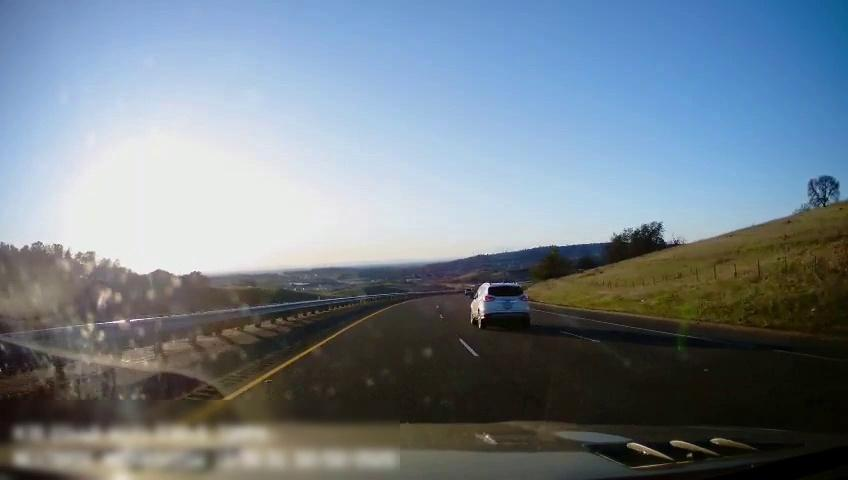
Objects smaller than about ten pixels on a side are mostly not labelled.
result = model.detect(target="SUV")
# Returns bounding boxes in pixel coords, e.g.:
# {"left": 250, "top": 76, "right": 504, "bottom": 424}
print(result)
{"left": 469, "top": 282, "right": 531, "bottom": 329}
